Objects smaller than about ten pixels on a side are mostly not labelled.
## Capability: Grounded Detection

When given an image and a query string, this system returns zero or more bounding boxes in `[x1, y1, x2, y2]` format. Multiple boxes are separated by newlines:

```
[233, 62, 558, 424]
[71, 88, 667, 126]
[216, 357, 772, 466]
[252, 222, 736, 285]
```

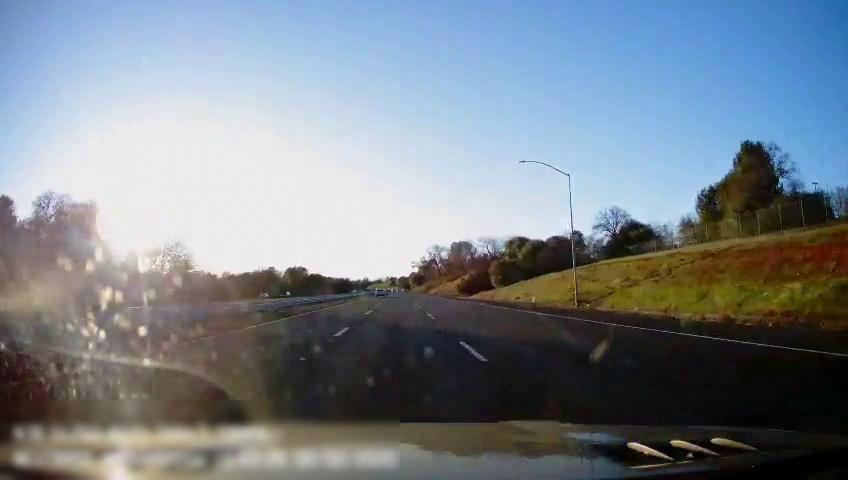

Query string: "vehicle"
[374, 288, 387, 298]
